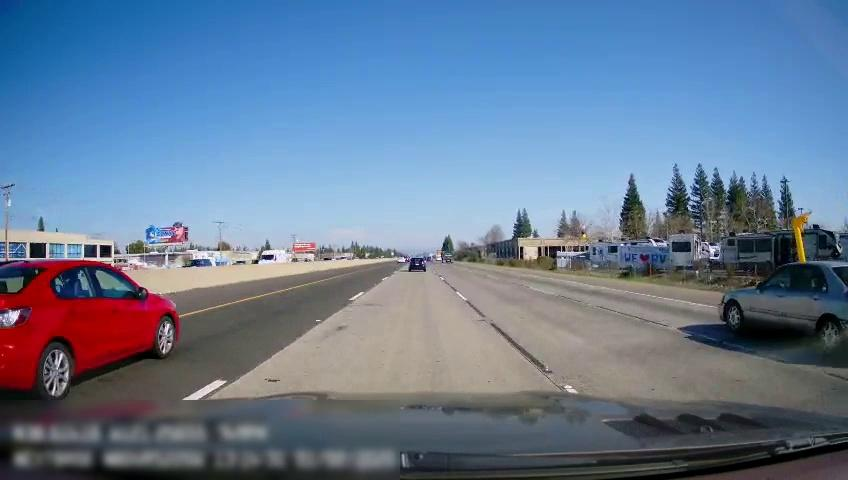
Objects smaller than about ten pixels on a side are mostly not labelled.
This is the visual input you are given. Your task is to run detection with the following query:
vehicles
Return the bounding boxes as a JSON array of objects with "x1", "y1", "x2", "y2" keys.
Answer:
[
  {"x1": 0, "y1": 257, "x2": 182, "y2": 406},
  {"x1": 181, "y1": 258, "x2": 213, "y2": 268},
  {"x1": 441, "y1": 252, "x2": 453, "y2": 264},
  {"x1": 407, "y1": 257, "x2": 427, "y2": 273},
  {"x1": 257, "y1": 249, "x2": 289, "y2": 265},
  {"x1": 231, "y1": 260, "x2": 247, "y2": 266},
  {"x1": 718, "y1": 260, "x2": 848, "y2": 356}
]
